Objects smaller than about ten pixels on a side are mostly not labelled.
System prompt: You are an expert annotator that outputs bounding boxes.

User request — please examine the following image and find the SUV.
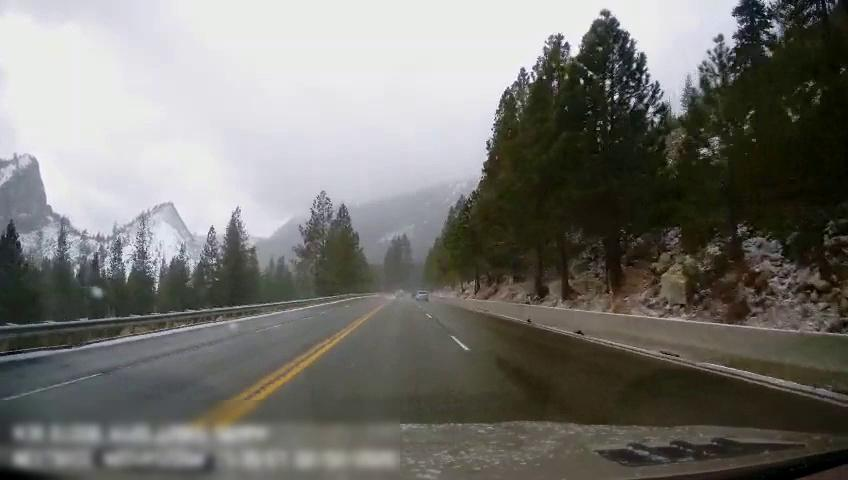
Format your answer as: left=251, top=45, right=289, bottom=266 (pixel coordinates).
left=415, top=290, right=429, bottom=301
